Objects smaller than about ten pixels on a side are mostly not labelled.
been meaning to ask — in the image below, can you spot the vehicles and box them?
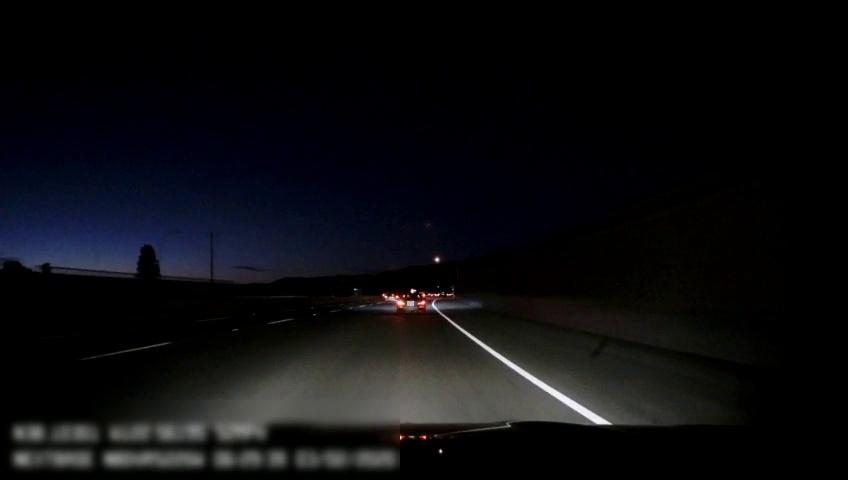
[385,293,398,304]
[395,292,426,314]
